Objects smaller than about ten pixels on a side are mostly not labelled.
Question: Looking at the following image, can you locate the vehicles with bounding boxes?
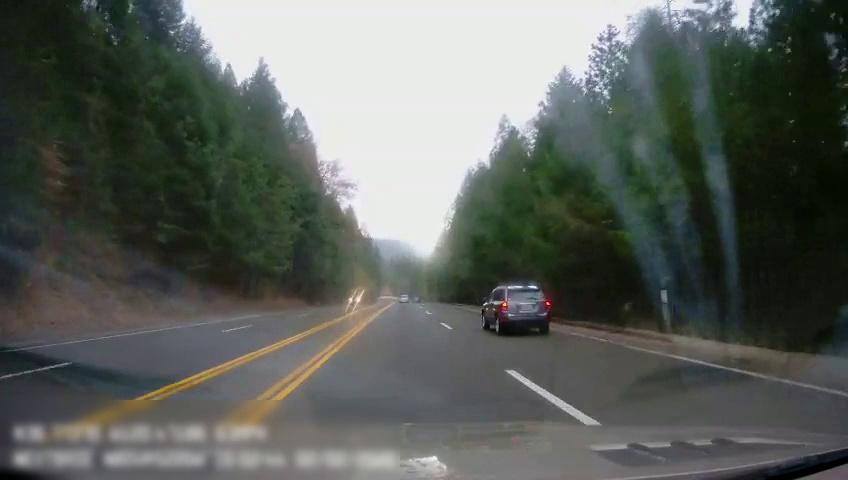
[482,284,551,337]
[347,289,369,307]
[398,293,411,304]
